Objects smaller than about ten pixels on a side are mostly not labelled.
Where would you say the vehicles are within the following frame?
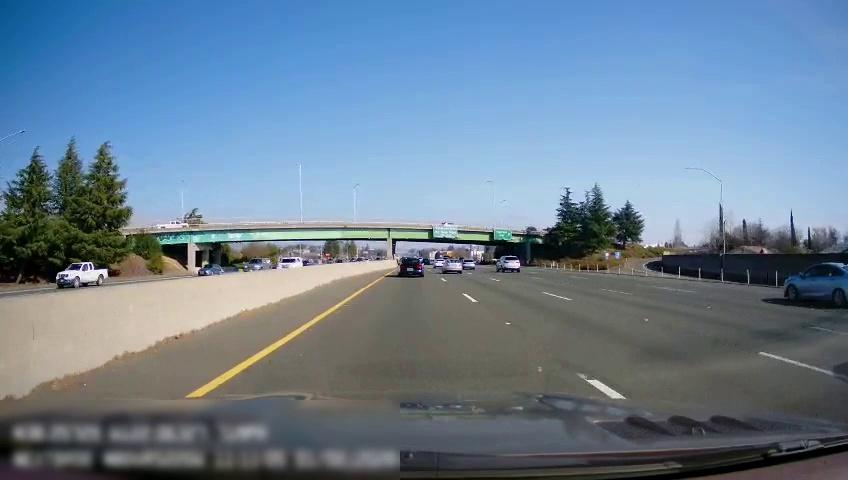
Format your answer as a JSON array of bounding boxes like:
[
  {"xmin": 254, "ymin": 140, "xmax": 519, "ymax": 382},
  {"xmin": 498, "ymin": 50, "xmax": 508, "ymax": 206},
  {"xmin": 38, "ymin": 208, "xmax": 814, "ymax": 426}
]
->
[
  {"xmin": 157, "ymin": 220, "xmax": 190, "ymax": 229},
  {"xmin": 334, "ymin": 257, "xmax": 349, "ymax": 263},
  {"xmin": 197, "ymin": 263, "xmax": 225, "ymax": 277},
  {"xmin": 496, "ymin": 255, "xmax": 521, "ymax": 273},
  {"xmin": 276, "ymin": 256, "xmax": 303, "ymax": 271},
  {"xmin": 326, "ymin": 258, "xmax": 333, "ymax": 264},
  {"xmin": 399, "ymin": 255, "xmax": 426, "ymax": 276},
  {"xmin": 55, "ymin": 262, "xmax": 109, "ymax": 290},
  {"xmin": 432, "ymin": 257, "xmax": 446, "ymax": 268},
  {"xmin": 441, "ymin": 259, "xmax": 463, "ymax": 275},
  {"xmin": 302, "ymin": 260, "xmax": 313, "ymax": 266},
  {"xmin": 462, "ymin": 258, "xmax": 477, "ymax": 271},
  {"xmin": 782, "ymin": 262, "xmax": 848, "ymax": 305},
  {"xmin": 243, "ymin": 257, "xmax": 272, "ymax": 272}
]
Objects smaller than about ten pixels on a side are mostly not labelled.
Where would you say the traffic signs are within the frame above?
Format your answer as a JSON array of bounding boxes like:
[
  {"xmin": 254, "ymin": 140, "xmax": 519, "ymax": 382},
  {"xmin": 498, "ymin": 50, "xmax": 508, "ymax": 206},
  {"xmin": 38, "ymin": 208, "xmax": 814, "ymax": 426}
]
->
[
  {"xmin": 493, "ymin": 227, "xmax": 513, "ymax": 241},
  {"xmin": 432, "ymin": 223, "xmax": 458, "ymax": 239}
]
